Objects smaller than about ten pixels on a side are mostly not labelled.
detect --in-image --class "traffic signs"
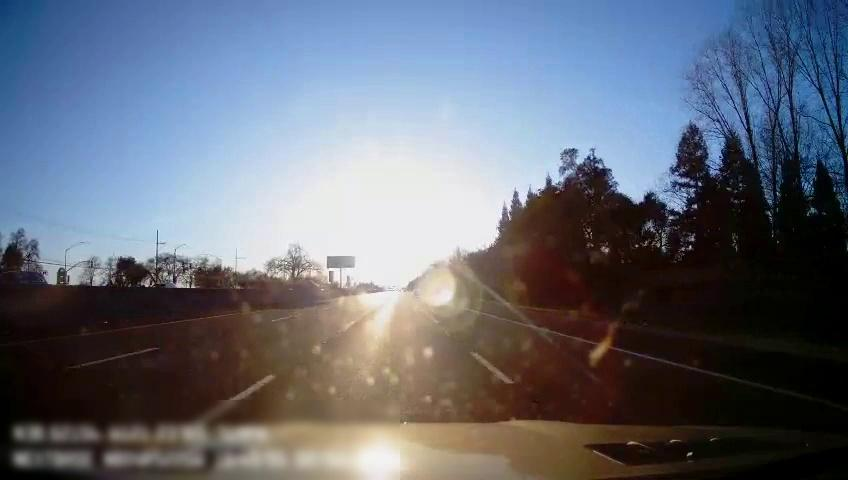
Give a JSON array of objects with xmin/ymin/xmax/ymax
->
[{"xmin": 329, "ymin": 271, "xmax": 334, "ymax": 283}]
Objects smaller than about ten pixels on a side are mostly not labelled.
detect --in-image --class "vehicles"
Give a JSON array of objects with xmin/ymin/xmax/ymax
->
[
  {"xmin": 150, "ymin": 283, "xmax": 175, "ymax": 290},
  {"xmin": 0, "ymin": 272, "xmax": 49, "ymax": 287}
]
